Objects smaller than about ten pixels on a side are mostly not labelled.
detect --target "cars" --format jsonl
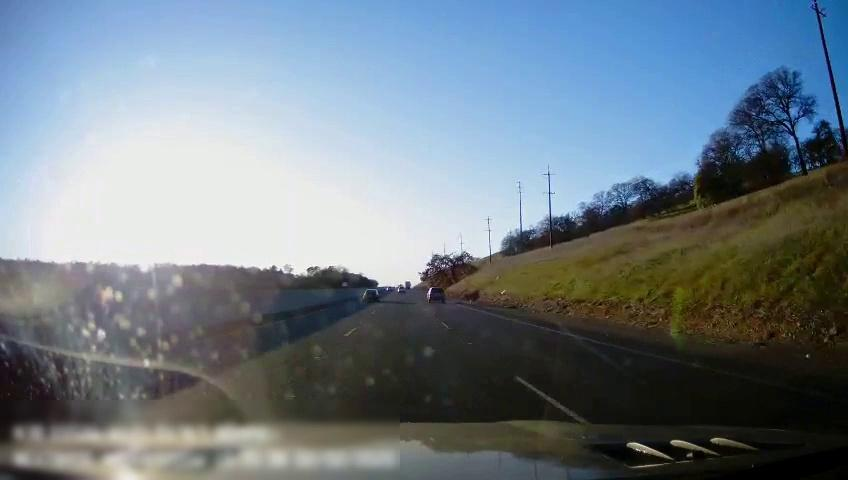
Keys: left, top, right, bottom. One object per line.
{"left": 426, "top": 287, "right": 446, "bottom": 304}
{"left": 362, "top": 288, "right": 380, "bottom": 304}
